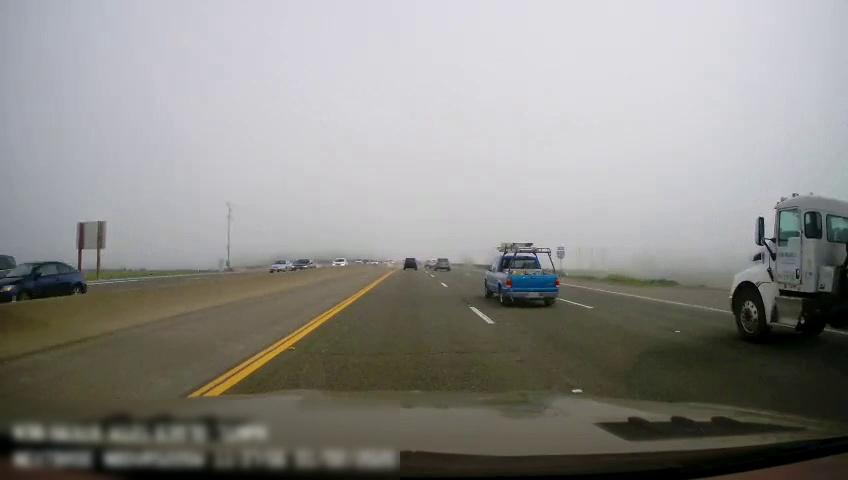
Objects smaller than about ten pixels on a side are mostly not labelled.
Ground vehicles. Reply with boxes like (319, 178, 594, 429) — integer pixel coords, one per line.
(483, 241, 562, 308)
(331, 257, 350, 267)
(269, 259, 295, 274)
(433, 257, 451, 272)
(0, 253, 18, 283)
(729, 190, 848, 342)
(290, 258, 317, 272)
(0, 260, 89, 305)
(403, 257, 418, 270)
(427, 259, 438, 269)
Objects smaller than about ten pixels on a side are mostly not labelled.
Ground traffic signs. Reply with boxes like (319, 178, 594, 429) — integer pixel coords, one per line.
(555, 250, 566, 260)
(74, 220, 107, 250)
